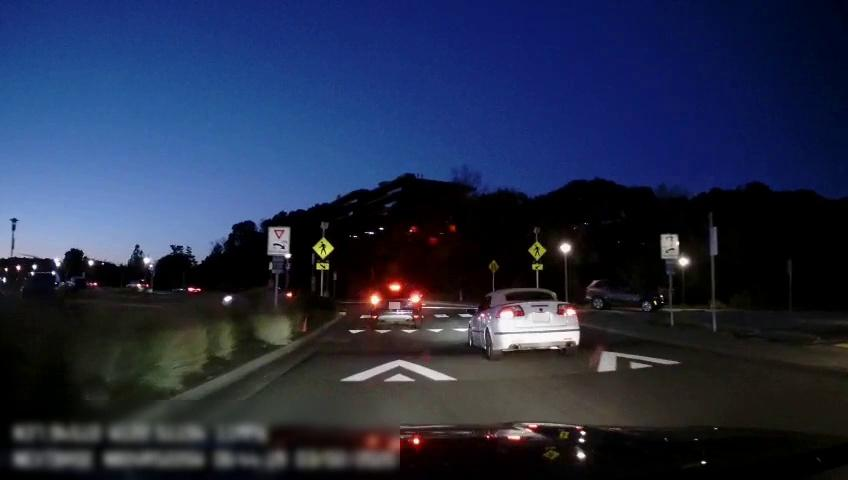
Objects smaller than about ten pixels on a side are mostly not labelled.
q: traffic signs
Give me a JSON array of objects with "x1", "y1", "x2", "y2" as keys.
[
  {"x1": 266, "y1": 226, "x2": 291, "y2": 257},
  {"x1": 488, "y1": 259, "x2": 500, "y2": 274},
  {"x1": 310, "y1": 236, "x2": 335, "y2": 261},
  {"x1": 315, "y1": 262, "x2": 330, "y2": 271},
  {"x1": 660, "y1": 233, "x2": 680, "y2": 260},
  {"x1": 531, "y1": 263, "x2": 544, "y2": 271},
  {"x1": 527, "y1": 240, "x2": 548, "y2": 261}
]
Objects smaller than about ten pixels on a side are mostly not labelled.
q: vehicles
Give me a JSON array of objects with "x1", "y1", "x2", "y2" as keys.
[
  {"x1": 221, "y1": 286, "x2": 294, "y2": 308},
  {"x1": 586, "y1": 279, "x2": 666, "y2": 312},
  {"x1": 368, "y1": 285, "x2": 422, "y2": 328},
  {"x1": 124, "y1": 281, "x2": 150, "y2": 292},
  {"x1": 66, "y1": 278, "x2": 97, "y2": 290},
  {"x1": 19, "y1": 271, "x2": 61, "y2": 298},
  {"x1": 465, "y1": 286, "x2": 581, "y2": 361},
  {"x1": 171, "y1": 284, "x2": 202, "y2": 295}
]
